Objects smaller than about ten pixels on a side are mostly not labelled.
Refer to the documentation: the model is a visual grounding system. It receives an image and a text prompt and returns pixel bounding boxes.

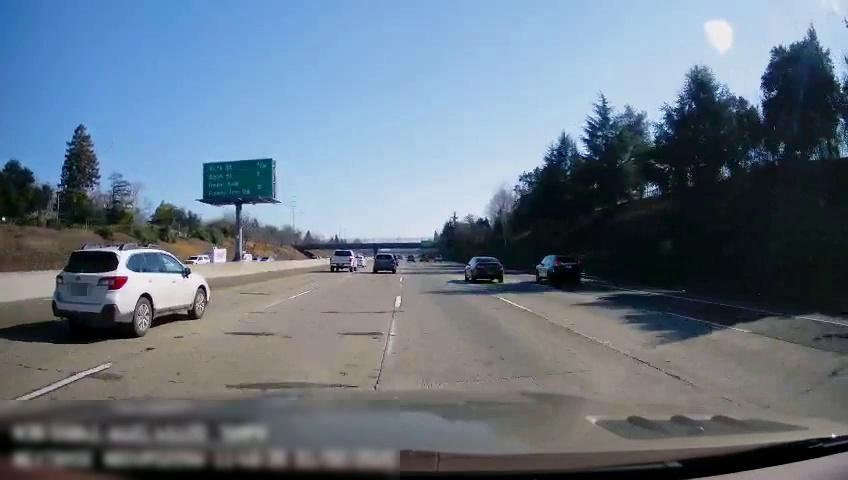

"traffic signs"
[203,158,277,203]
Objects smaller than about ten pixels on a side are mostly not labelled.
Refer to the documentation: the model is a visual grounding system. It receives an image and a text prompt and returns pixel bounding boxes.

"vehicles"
[372,253,397,274]
[183,255,211,265]
[357,255,367,268]
[463,256,504,284]
[534,254,581,284]
[329,249,358,273]
[50,248,212,339]
[202,246,227,264]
